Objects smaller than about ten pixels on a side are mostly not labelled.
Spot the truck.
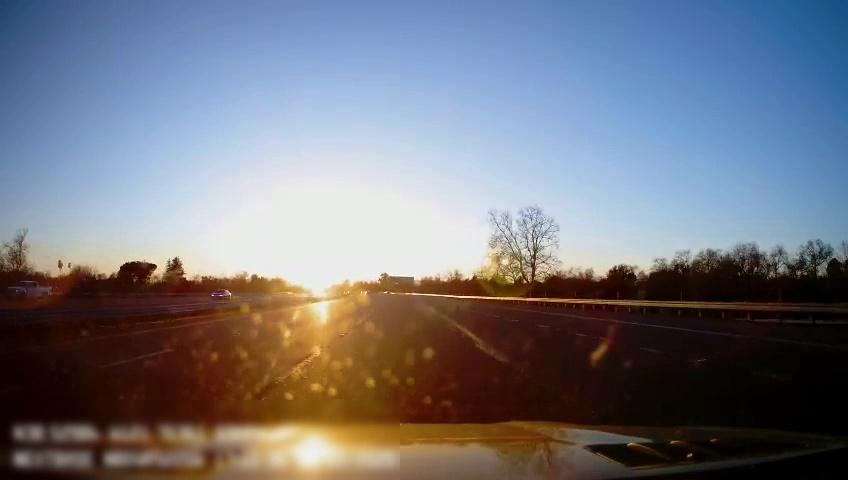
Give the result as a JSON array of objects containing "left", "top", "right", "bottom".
[{"left": 5, "top": 280, "right": 52, "bottom": 303}]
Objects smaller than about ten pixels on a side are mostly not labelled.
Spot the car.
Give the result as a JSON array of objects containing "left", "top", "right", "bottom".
[{"left": 211, "top": 289, "right": 232, "bottom": 301}]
